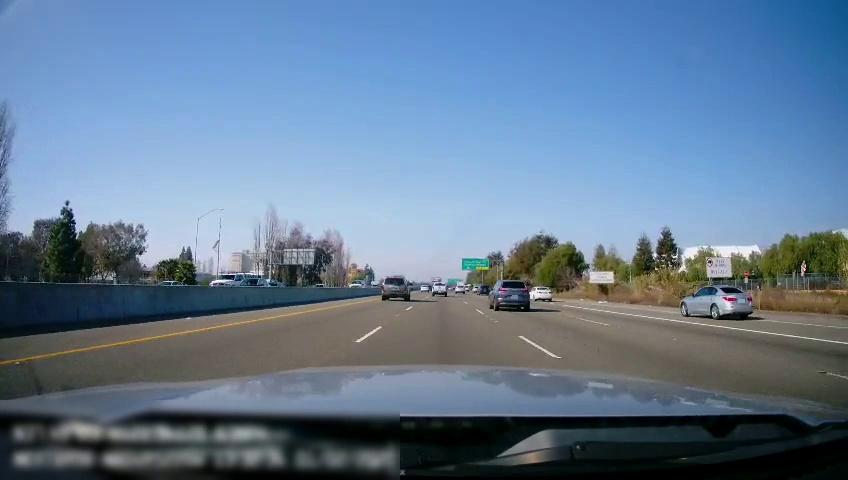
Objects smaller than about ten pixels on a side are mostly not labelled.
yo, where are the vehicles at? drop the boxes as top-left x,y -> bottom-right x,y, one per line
454,284 -> 466,295
348,279 -> 367,289
207,273 -> 255,288
679,284 -> 753,321
432,281 -> 449,297
487,279 -> 531,312
239,278 -> 270,288
380,276 -> 413,302
477,285 -> 490,296
528,286 -> 553,302
263,279 -> 287,288
420,284 -> 430,293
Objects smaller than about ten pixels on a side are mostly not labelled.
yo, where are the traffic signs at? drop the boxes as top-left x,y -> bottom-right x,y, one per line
461,257 -> 491,271
705,256 -> 733,279
589,271 -> 615,284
